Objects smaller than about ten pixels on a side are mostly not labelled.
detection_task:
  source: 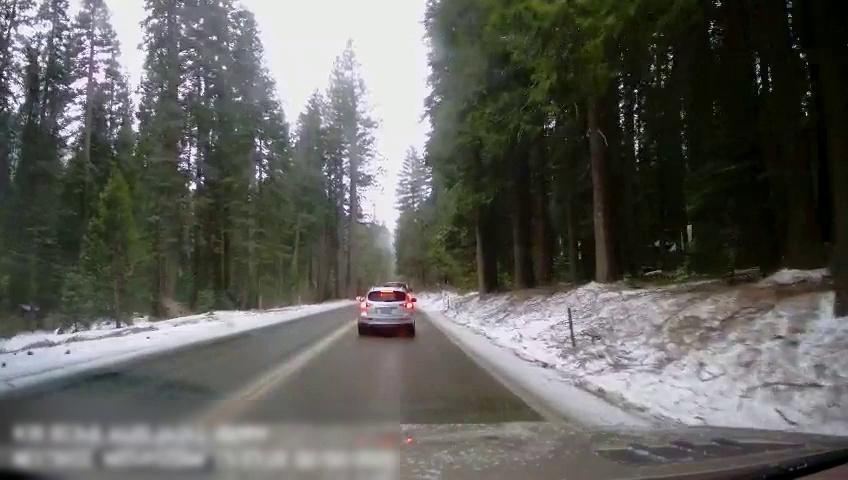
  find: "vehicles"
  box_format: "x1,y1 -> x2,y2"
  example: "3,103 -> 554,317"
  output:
357,286 -> 417,337
384,281 -> 414,295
